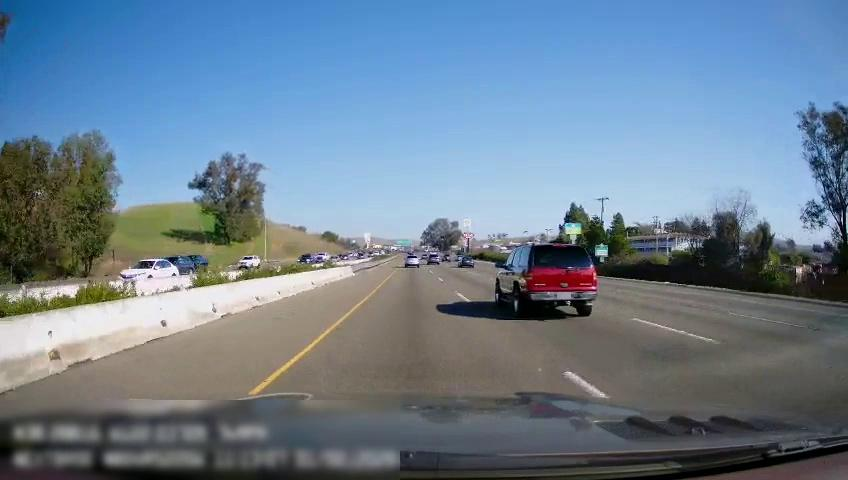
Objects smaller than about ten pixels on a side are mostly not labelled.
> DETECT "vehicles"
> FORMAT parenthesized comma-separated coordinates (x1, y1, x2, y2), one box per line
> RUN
(459, 257, 475, 269)
(494, 244, 597, 317)
(297, 254, 312, 264)
(309, 255, 324, 263)
(316, 253, 330, 259)
(238, 255, 262, 271)
(427, 253, 440, 265)
(163, 255, 196, 275)
(187, 255, 209, 267)
(120, 258, 180, 279)
(403, 254, 420, 268)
